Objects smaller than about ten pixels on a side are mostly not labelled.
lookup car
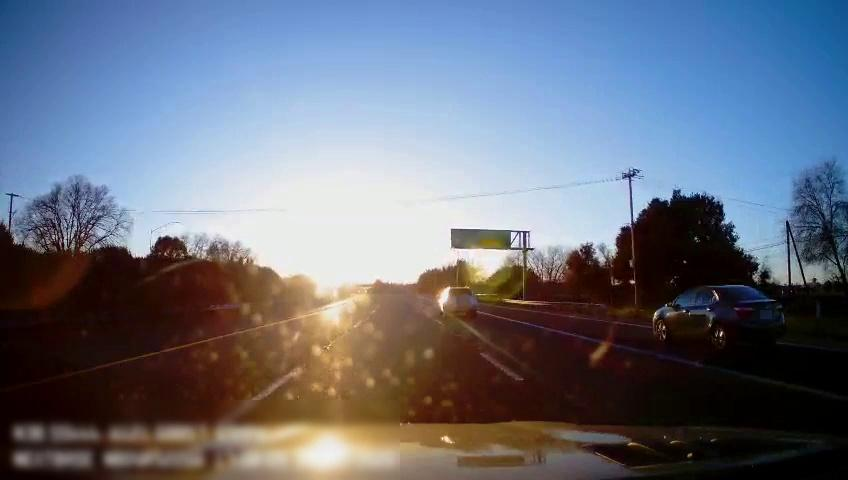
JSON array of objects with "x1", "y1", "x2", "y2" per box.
[{"x1": 651, "y1": 285, "x2": 787, "y2": 359}]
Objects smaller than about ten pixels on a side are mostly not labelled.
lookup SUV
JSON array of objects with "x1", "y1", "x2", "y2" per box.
[{"x1": 436, "y1": 286, "x2": 481, "y2": 320}]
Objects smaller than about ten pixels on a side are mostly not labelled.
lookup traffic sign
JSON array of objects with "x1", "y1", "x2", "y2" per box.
[{"x1": 451, "y1": 229, "x2": 511, "y2": 250}]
